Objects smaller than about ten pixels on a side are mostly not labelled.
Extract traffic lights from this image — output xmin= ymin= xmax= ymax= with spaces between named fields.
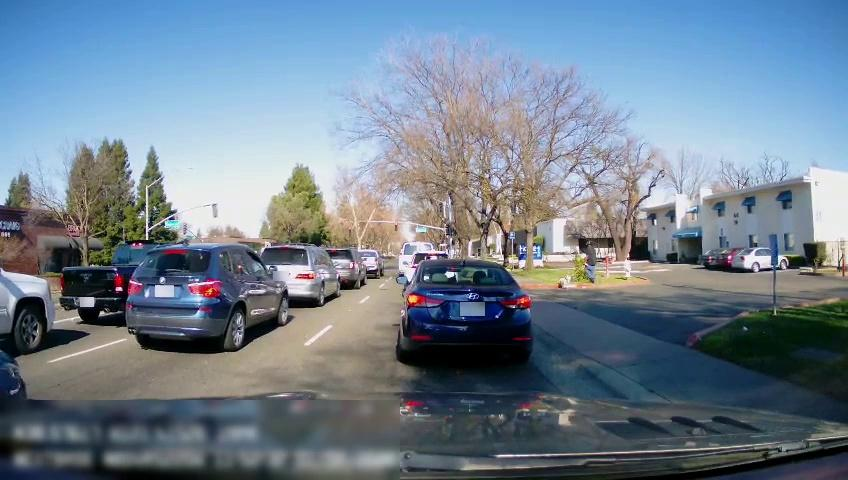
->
xmin=212 ymin=203 xmax=220 ymax=219
xmin=183 ymin=222 xmax=188 ymax=235
xmin=450 ymin=222 xmax=458 ymax=236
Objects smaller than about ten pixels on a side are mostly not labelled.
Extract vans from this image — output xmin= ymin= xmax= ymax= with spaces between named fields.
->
xmin=258 ymin=244 xmax=341 ymax=307
xmin=398 ymin=242 xmax=434 ymax=276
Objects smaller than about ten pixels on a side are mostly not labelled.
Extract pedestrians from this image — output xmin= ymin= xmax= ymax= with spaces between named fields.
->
xmin=582 ymin=243 xmax=598 ymax=285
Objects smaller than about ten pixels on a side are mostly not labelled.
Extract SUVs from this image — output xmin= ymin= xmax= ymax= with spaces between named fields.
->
xmin=125 ymin=240 xmax=290 ymax=352
xmin=320 ymin=246 xmax=367 ymax=289
xmin=402 ymin=250 xmax=451 ymax=283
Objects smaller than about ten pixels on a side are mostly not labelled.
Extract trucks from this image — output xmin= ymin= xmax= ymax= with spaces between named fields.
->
xmin=357 ymin=249 xmax=384 ymax=278
xmin=60 ymin=240 xmax=171 ymax=323
xmin=0 ymin=265 xmax=55 ymax=355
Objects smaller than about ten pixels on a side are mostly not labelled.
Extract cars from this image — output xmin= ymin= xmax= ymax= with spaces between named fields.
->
xmin=697 ymin=248 xmax=730 ymax=269
xmin=714 ymin=247 xmax=750 ymax=271
xmin=396 ymin=258 xmax=534 ymax=364
xmin=731 ymin=247 xmax=789 ymax=273
xmin=0 ymin=349 xmax=27 ymax=417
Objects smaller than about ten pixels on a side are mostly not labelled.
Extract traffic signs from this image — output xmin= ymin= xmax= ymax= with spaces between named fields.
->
xmin=415 ymin=227 xmax=427 ymax=233
xmin=164 ymin=220 xmax=179 ymax=229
